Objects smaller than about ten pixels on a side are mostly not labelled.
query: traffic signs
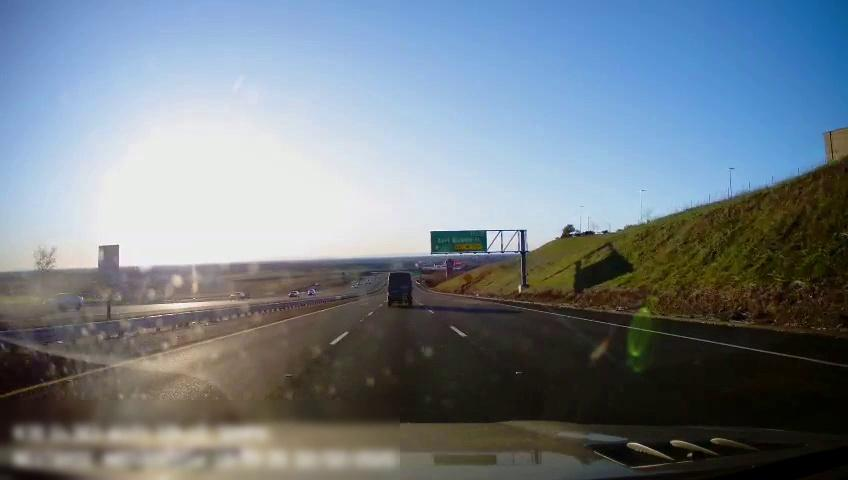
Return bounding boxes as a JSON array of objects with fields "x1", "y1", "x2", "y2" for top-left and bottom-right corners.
[{"x1": 430, "y1": 229, "x2": 487, "y2": 254}]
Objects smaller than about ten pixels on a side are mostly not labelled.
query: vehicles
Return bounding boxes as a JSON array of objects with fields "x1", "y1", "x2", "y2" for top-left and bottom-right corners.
[
  {"x1": 229, "y1": 292, "x2": 245, "y2": 301},
  {"x1": 41, "y1": 293, "x2": 84, "y2": 313},
  {"x1": 288, "y1": 290, "x2": 300, "y2": 298},
  {"x1": 387, "y1": 273, "x2": 412, "y2": 307}
]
